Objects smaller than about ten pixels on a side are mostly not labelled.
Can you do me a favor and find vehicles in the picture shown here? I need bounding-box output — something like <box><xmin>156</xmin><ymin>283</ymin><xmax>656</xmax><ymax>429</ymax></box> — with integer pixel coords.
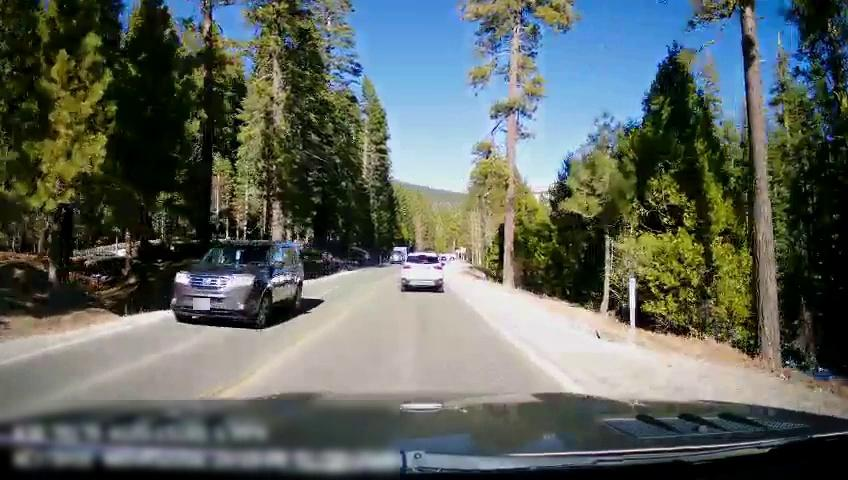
<box><xmin>399</xmin><ymin>252</ymin><xmax>446</xmax><ymax>294</ymax></box>
<box><xmin>168</xmin><ymin>239</ymin><xmax>305</xmax><ymax>330</ymax></box>
<box><xmin>389</xmin><ymin>252</ymin><xmax>403</xmax><ymax>266</ymax></box>
<box><xmin>392</xmin><ymin>246</ymin><xmax>408</xmax><ymax>265</ymax></box>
